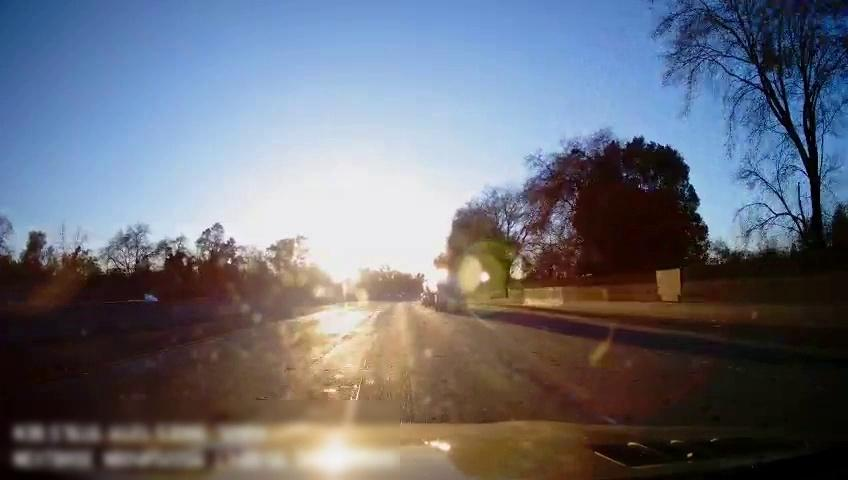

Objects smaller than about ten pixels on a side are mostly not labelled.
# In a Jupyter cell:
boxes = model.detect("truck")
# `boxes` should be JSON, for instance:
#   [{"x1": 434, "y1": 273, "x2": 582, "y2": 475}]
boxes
[{"x1": 420, "y1": 271, "x2": 465, "y2": 313}]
